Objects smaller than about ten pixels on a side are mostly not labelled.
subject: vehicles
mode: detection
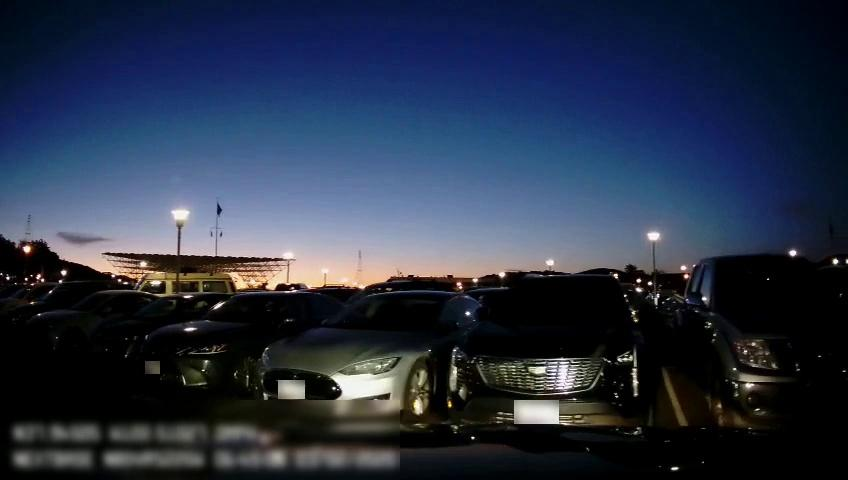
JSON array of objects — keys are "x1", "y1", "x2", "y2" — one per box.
[
  {"x1": 0, "y1": 280, "x2": 117, "y2": 335},
  {"x1": 137, "y1": 290, "x2": 346, "y2": 402},
  {"x1": 814, "y1": 265, "x2": 848, "y2": 322},
  {"x1": 18, "y1": 289, "x2": 163, "y2": 365},
  {"x1": 0, "y1": 282, "x2": 60, "y2": 313},
  {"x1": 272, "y1": 282, "x2": 311, "y2": 292},
  {"x1": 131, "y1": 272, "x2": 237, "y2": 297},
  {"x1": 251, "y1": 289, "x2": 489, "y2": 420},
  {"x1": 446, "y1": 272, "x2": 652, "y2": 428},
  {"x1": 89, "y1": 291, "x2": 237, "y2": 367},
  {"x1": 672, "y1": 252, "x2": 848, "y2": 432}
]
